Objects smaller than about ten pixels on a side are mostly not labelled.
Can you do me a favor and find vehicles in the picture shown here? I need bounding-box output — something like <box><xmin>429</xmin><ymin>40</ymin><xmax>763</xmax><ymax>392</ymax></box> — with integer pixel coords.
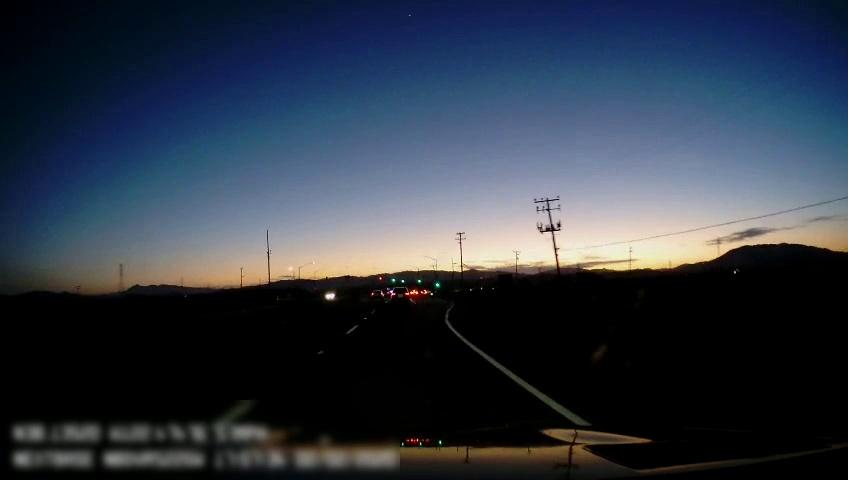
<box><xmin>323</xmin><ymin>290</ymin><xmax>337</xmax><ymax>301</ymax></box>
<box><xmin>390</xmin><ymin>286</ymin><xmax>411</xmax><ymax>305</ymax></box>
<box><xmin>370</xmin><ymin>289</ymin><xmax>385</xmax><ymax>301</ymax></box>
<box><xmin>469</xmin><ymin>285</ymin><xmax>484</xmax><ymax>292</ymax></box>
